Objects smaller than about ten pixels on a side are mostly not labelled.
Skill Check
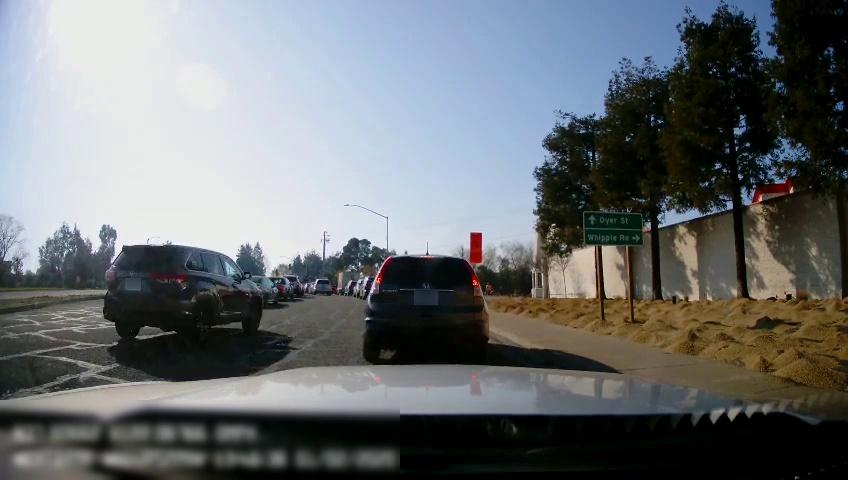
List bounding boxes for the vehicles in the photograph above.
[267,276,296,301]
[359,277,376,300]
[102,245,265,353]
[362,254,492,365]
[285,275,304,298]
[336,271,358,297]
[250,275,281,309]
[352,279,364,297]
[312,278,333,295]
[346,280,357,297]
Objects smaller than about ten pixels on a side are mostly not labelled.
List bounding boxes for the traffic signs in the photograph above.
[469,231,483,264]
[585,211,647,246]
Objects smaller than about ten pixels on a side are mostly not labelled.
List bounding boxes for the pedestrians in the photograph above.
[484,281,493,295]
